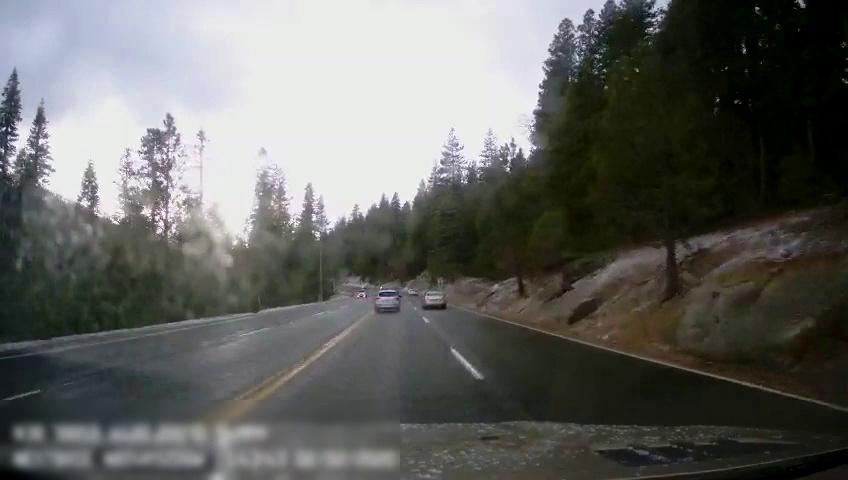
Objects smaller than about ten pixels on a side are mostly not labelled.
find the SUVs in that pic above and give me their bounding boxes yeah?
[355,290,368,299]
[375,289,402,313]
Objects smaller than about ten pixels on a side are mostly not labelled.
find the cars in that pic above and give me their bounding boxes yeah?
[423,291,446,310]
